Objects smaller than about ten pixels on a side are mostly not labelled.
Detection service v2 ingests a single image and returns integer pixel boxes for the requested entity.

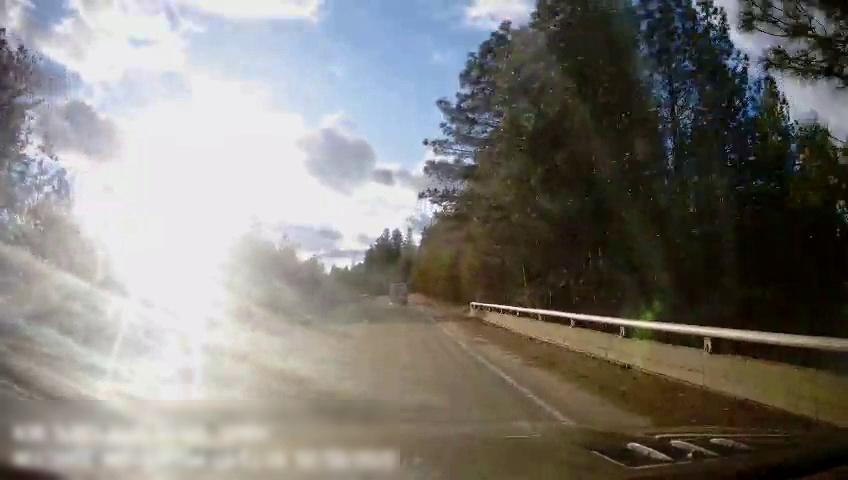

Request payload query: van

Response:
[389,283,409,305]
